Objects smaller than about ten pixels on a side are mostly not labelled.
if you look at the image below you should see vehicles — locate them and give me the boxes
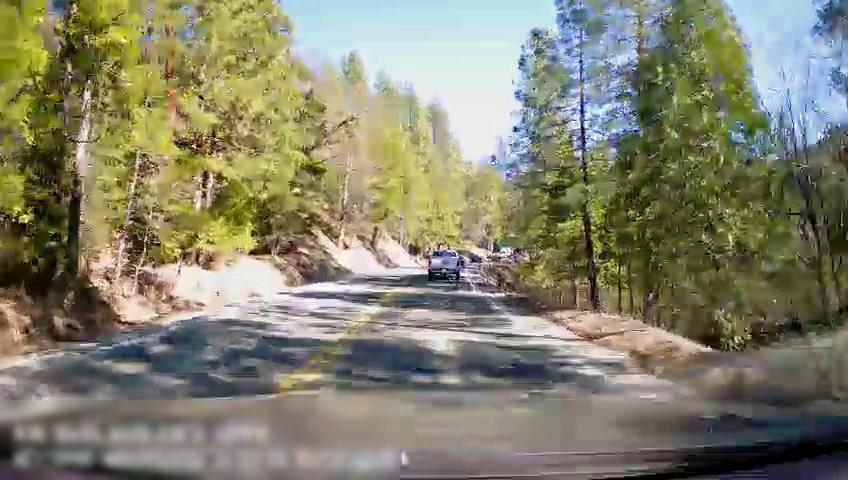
[455,255,466,268]
[427,249,462,280]
[470,254,483,263]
